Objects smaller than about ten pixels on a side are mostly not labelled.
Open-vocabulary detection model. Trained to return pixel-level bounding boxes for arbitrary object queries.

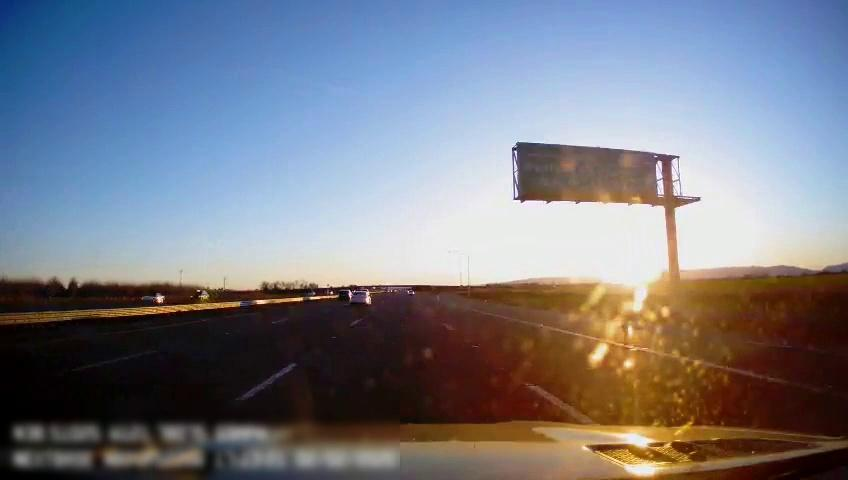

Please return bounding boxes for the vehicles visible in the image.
[190,290,210,302]
[338,289,353,301]
[140,292,165,306]
[350,290,372,307]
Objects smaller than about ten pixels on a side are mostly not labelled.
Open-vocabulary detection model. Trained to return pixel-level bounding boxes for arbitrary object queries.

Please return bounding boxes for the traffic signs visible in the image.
[517,142,658,200]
